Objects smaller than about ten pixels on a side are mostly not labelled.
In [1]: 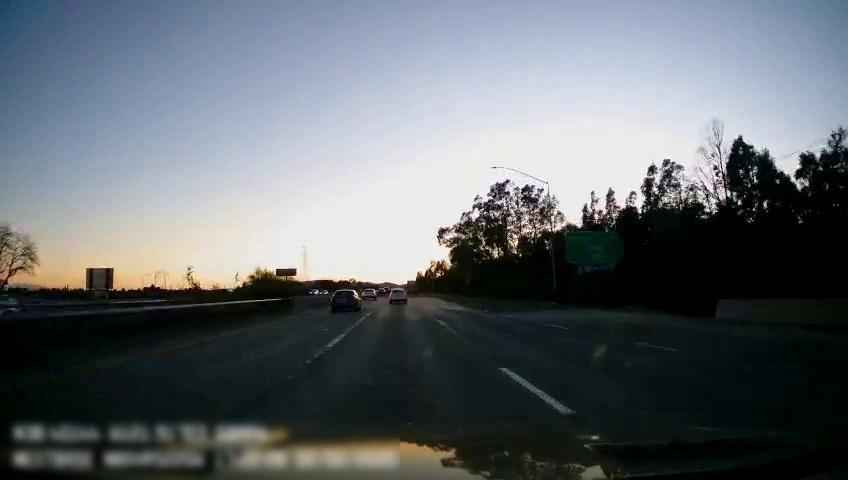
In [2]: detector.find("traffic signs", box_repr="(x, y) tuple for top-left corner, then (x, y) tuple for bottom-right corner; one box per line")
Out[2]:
(565, 230), (625, 265)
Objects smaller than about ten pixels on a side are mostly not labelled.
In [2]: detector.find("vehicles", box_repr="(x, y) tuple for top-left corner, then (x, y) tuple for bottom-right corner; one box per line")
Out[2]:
(309, 288), (319, 296)
(406, 281), (418, 296)
(388, 287), (408, 304)
(329, 289), (363, 313)
(319, 289), (330, 295)
(361, 288), (378, 300)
